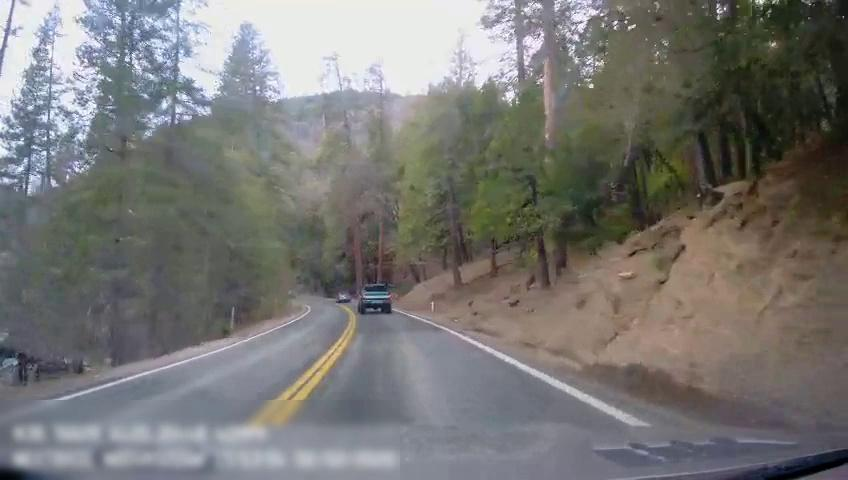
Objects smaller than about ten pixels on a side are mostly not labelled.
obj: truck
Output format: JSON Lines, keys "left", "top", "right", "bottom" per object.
{"left": 357, "top": 284, "right": 392, "bottom": 314}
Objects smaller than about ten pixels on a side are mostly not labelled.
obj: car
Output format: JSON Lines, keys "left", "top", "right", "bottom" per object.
{"left": 335, "top": 292, "right": 351, "bottom": 304}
